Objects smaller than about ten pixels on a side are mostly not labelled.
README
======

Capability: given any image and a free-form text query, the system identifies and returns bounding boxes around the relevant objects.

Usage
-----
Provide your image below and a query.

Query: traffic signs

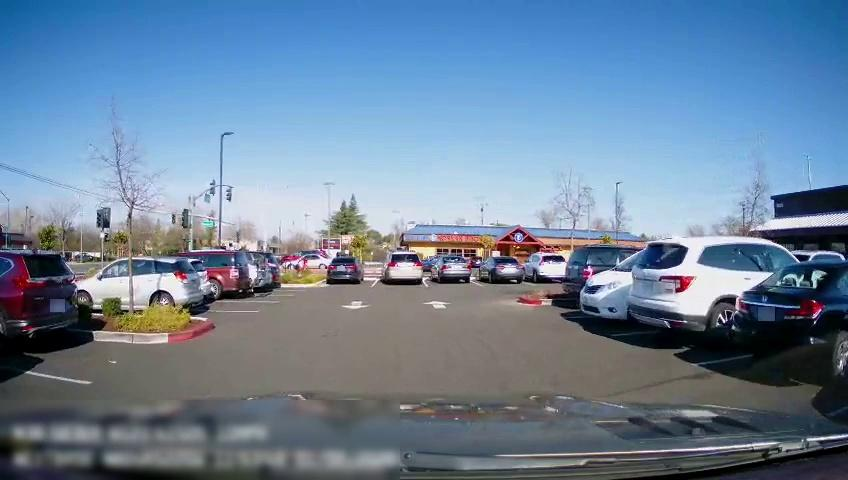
[200,220,218,230]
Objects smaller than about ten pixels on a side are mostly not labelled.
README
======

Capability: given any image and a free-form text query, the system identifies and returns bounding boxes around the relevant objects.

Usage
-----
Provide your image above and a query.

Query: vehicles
[789,249,848,263]
[327,256,364,284]
[248,262,259,289]
[523,252,567,283]
[579,248,645,327]
[287,254,333,270]
[735,258,848,378]
[631,235,800,350]
[77,256,204,313]
[189,258,213,300]
[478,256,524,284]
[420,258,445,271]
[243,252,282,289]
[165,250,251,300]
[383,251,424,284]
[432,259,471,284]
[0,252,81,346]
[566,246,645,302]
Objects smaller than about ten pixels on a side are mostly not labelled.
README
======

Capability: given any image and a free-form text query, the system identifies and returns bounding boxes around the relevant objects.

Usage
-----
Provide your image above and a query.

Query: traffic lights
[225,185,233,201]
[100,207,112,229]
[209,179,216,196]
[96,209,105,228]
[181,207,192,230]
[171,214,176,225]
